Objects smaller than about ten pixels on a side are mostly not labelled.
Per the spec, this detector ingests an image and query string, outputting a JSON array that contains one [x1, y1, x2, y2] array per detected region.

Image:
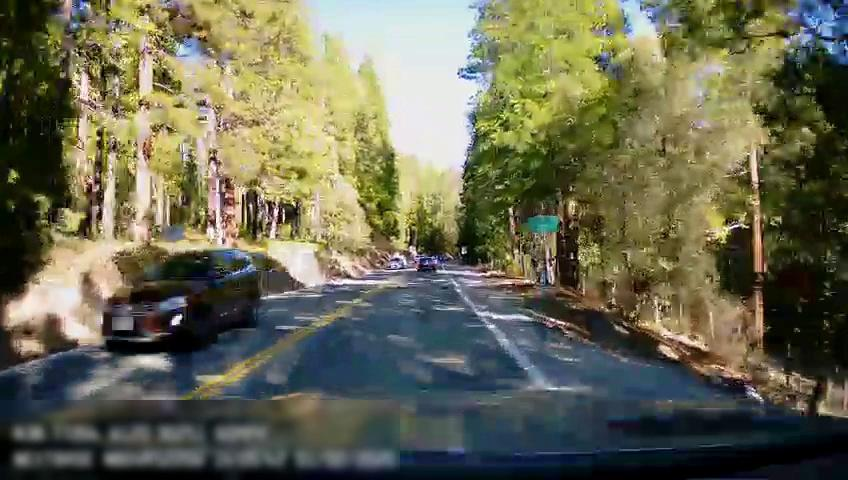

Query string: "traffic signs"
[[527, 213, 561, 234]]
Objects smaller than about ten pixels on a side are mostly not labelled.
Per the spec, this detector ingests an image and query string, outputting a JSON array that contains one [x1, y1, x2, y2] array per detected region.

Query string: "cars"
[[384, 256, 404, 270], [416, 256, 437, 273]]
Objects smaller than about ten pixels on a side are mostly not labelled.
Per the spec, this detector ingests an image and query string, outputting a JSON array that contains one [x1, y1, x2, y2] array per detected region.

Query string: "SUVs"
[[99, 246, 263, 352]]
